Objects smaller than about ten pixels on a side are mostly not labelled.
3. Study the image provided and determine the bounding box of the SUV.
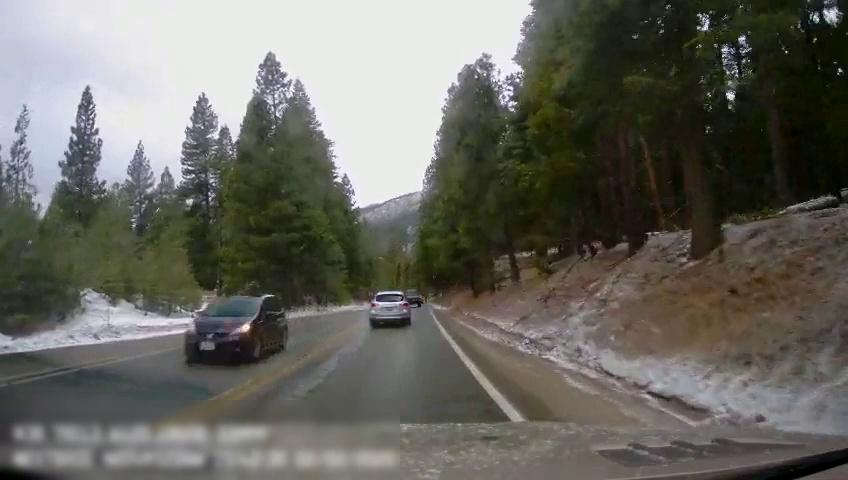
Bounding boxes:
[370,291,410,327]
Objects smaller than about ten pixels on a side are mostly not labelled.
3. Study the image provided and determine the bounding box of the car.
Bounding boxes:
[184,294,289,364]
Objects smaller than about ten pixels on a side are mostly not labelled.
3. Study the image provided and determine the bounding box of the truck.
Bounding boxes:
[402,290,421,306]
